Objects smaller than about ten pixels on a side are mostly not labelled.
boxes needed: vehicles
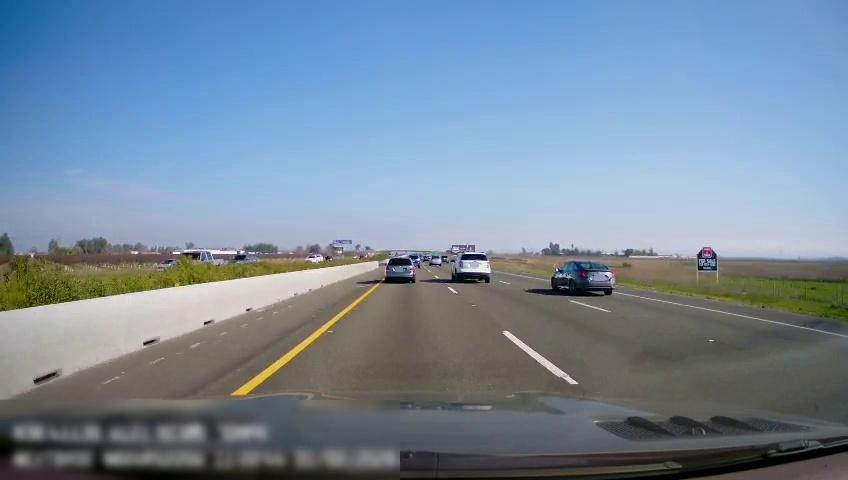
[408,254,422,268]
[428,255,443,267]
[182,250,225,266]
[550,259,615,296]
[157,258,178,270]
[303,255,323,263]
[450,252,491,283]
[384,256,416,283]
[230,254,256,265]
